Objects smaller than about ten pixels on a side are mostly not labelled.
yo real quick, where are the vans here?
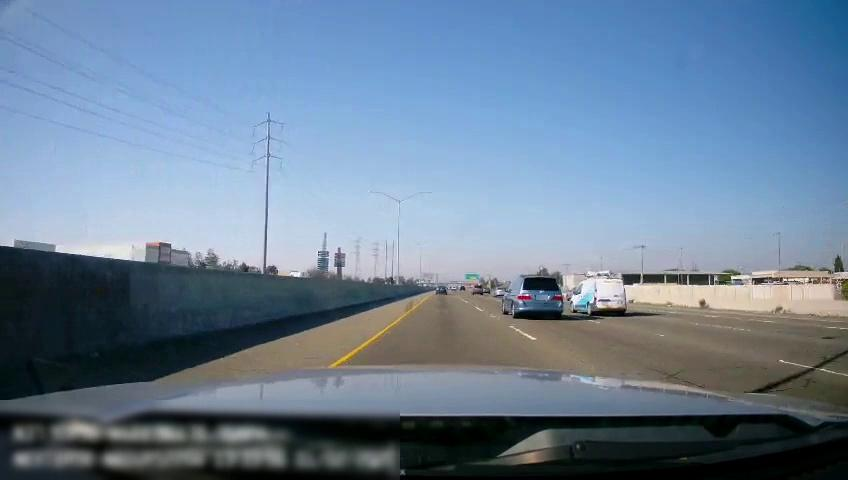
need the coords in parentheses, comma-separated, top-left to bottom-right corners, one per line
(569, 278, 627, 317)
(501, 276, 564, 319)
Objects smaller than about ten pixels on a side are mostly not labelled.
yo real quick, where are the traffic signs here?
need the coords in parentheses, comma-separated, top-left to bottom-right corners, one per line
(464, 273, 482, 280)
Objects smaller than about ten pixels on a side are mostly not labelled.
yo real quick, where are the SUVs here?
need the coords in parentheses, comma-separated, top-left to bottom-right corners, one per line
(471, 284, 484, 296)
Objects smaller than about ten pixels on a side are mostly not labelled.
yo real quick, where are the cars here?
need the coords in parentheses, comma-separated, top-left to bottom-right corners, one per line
(493, 287, 506, 298)
(435, 285, 447, 295)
